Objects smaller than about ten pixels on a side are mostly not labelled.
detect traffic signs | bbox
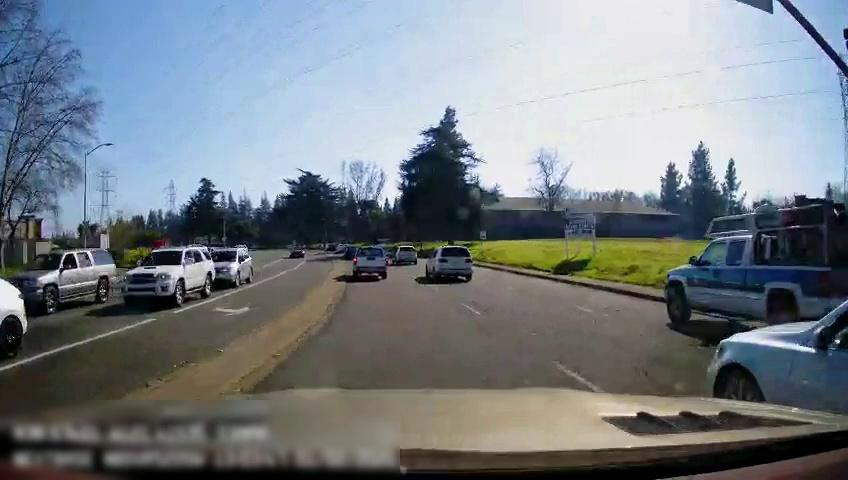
[479,231,487,242]
[737,0,776,18]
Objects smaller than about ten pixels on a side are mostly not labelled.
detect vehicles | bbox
[9,247,121,315]
[352,245,388,279]
[290,245,306,259]
[336,243,350,254]
[424,244,473,281]
[704,297,848,415]
[121,245,217,308]
[342,244,357,259]
[0,274,29,363]
[391,245,418,265]
[213,246,257,288]
[662,196,848,330]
